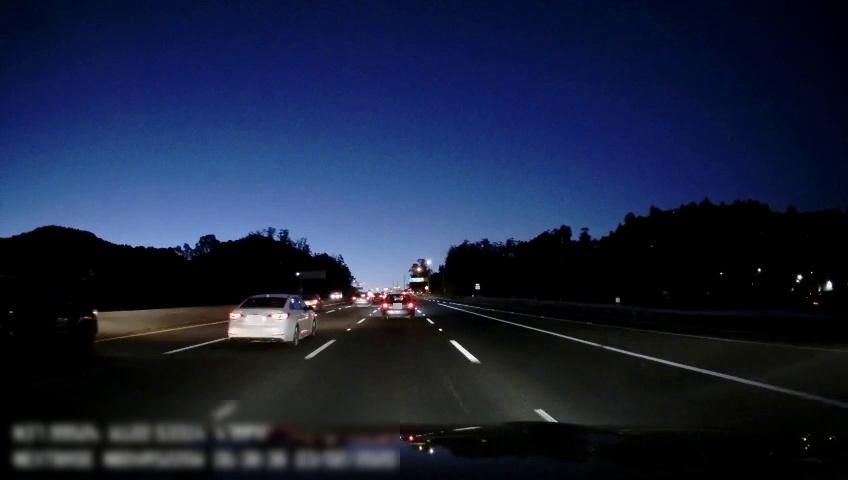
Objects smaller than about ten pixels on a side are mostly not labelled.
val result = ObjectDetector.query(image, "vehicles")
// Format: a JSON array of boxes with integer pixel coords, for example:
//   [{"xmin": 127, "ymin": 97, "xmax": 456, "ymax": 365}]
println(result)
[
  {"xmin": 0, "ymin": 275, "xmax": 99, "ymax": 361},
  {"xmin": 300, "ymin": 294, "xmax": 325, "ymax": 313},
  {"xmin": 372, "ymin": 292, "xmax": 384, "ymax": 302},
  {"xmin": 227, "ymin": 294, "xmax": 317, "ymax": 349},
  {"xmin": 380, "ymin": 293, "xmax": 415, "ymax": 322},
  {"xmin": 352, "ymin": 291, "xmax": 373, "ymax": 309}
]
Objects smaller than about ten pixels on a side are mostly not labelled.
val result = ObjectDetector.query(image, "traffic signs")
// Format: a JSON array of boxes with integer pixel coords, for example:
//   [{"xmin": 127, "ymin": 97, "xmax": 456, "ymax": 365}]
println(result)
[{"xmin": 410, "ymin": 276, "xmax": 424, "ymax": 281}]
